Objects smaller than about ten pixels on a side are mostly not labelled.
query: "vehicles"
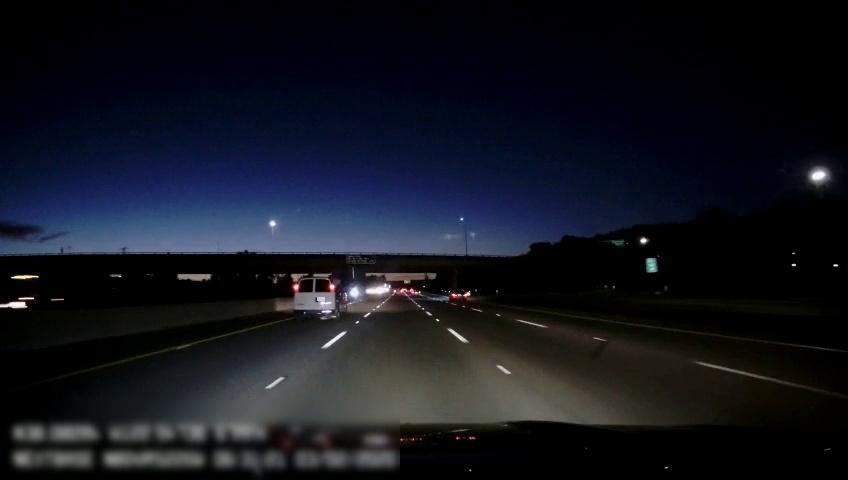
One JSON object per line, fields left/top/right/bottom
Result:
{"left": 290, "top": 275, "right": 349, "bottom": 324}
{"left": 447, "top": 289, "right": 469, "bottom": 304}
{"left": 0, "top": 292, "right": 63, "bottom": 311}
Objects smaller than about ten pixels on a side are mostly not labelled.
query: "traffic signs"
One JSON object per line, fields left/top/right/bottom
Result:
{"left": 347, "top": 253, "right": 376, "bottom": 264}
{"left": 645, "top": 257, "right": 659, "bottom": 274}
{"left": 611, "top": 239, "right": 626, "bottom": 248}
